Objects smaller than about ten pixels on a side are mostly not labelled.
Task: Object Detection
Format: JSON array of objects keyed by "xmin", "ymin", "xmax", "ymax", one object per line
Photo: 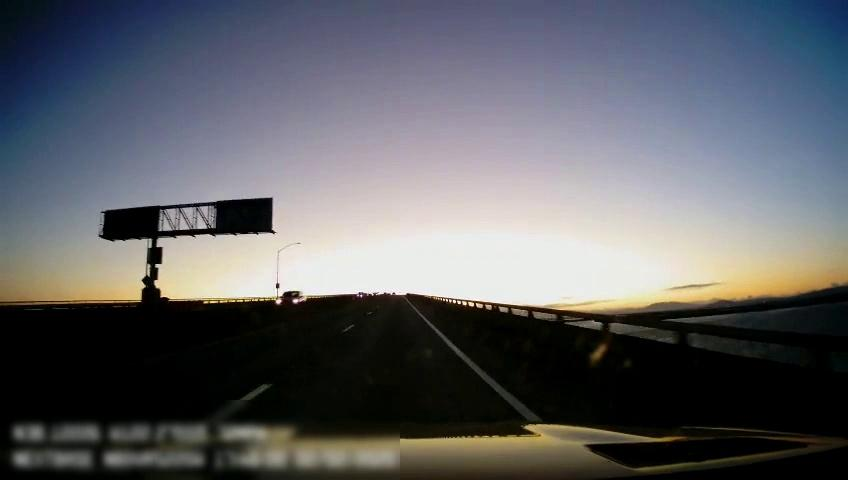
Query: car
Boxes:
[{"xmin": 275, "ymin": 290, "xmax": 308, "ymax": 306}]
